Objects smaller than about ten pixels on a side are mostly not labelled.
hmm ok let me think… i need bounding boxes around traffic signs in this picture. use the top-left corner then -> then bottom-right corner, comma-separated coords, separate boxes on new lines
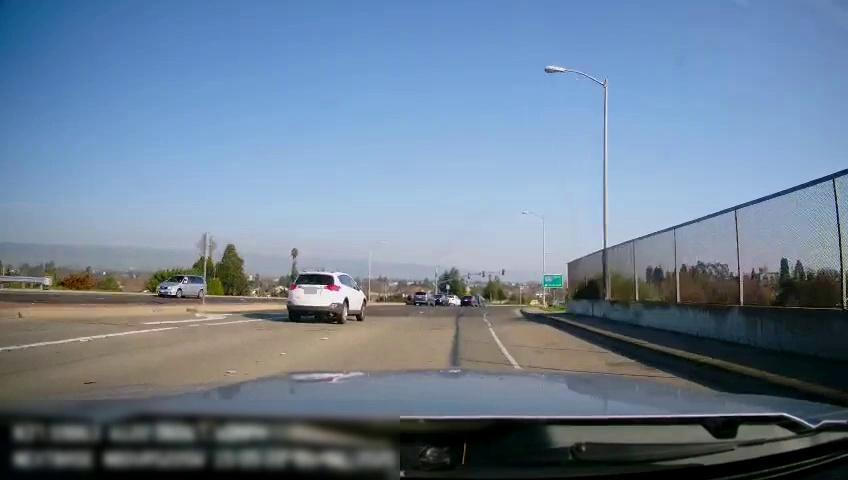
544,274 -> 563,289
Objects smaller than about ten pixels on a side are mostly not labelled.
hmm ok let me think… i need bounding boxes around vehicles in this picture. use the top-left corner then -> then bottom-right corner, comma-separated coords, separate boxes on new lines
288,272 -> 368,325
433,293 -> 450,307
447,295 -> 461,306
413,292 -> 435,306
460,295 -> 480,307
156,275 -> 208,300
